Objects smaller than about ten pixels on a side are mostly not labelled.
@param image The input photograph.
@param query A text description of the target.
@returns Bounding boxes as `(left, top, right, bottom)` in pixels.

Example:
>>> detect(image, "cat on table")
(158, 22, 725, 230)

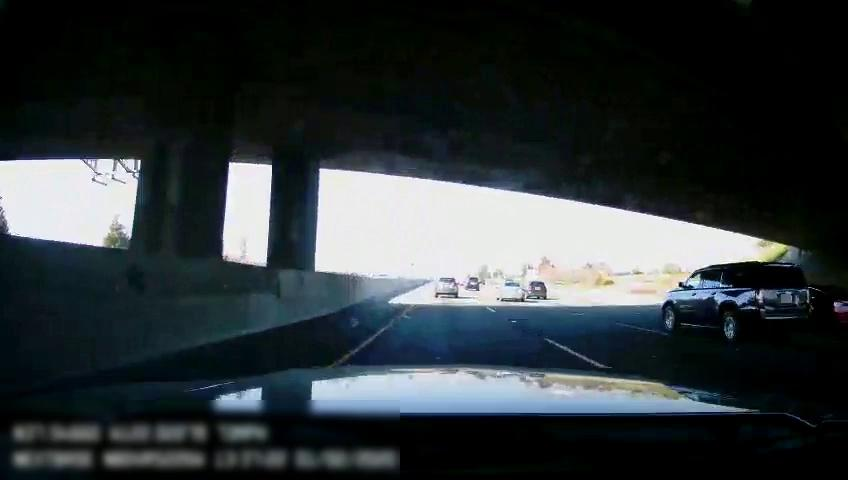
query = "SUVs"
(522, 279, 548, 300)
(434, 277, 458, 299)
(659, 261, 817, 344)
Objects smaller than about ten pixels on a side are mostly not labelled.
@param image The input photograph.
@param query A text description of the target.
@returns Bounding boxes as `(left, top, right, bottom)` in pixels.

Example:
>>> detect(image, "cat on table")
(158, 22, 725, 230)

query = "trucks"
(465, 277, 480, 291)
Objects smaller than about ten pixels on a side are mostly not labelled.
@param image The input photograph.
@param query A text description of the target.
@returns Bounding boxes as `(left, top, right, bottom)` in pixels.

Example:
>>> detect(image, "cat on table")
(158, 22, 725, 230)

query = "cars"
(495, 282, 524, 303)
(811, 284, 848, 327)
